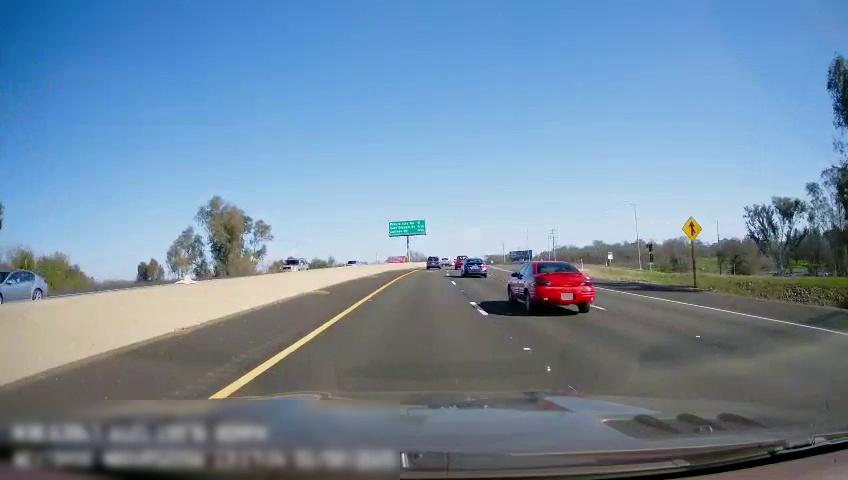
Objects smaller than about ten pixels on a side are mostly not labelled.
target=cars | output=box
[461,257,488,278]
[0,269,49,304]
[506,260,597,316]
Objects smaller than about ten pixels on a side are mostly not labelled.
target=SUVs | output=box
[278,258,306,274]
[454,256,469,270]
[425,256,441,270]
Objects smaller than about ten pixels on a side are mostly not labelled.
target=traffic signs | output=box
[680,215,703,241]
[387,219,426,237]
